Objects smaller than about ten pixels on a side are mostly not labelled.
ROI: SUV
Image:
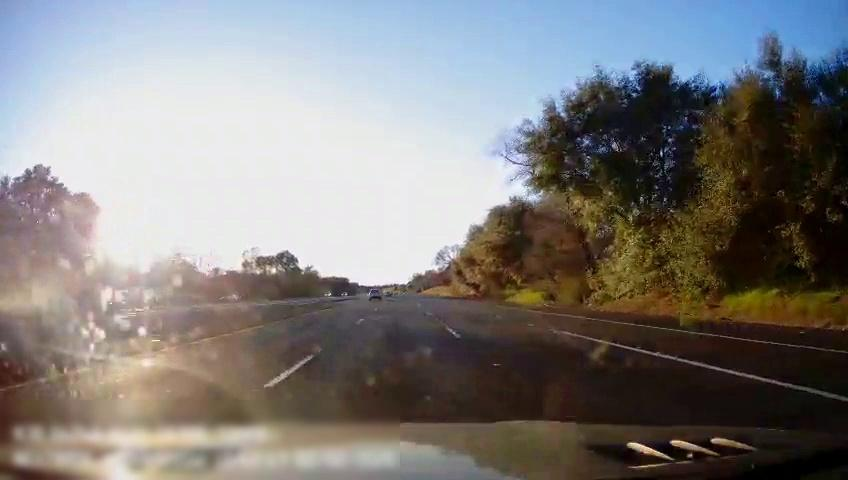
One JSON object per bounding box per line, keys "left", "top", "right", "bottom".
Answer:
{"left": 367, "top": 288, "right": 383, "bottom": 301}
